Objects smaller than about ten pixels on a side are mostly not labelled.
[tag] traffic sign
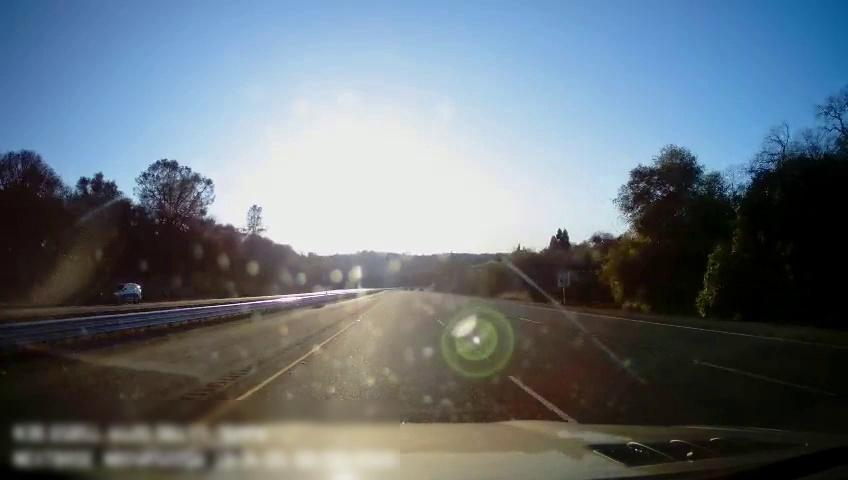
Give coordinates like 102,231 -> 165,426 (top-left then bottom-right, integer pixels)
557,272 -> 571,287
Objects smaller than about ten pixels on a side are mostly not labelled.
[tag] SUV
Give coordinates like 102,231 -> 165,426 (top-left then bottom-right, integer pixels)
98,283 -> 142,306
